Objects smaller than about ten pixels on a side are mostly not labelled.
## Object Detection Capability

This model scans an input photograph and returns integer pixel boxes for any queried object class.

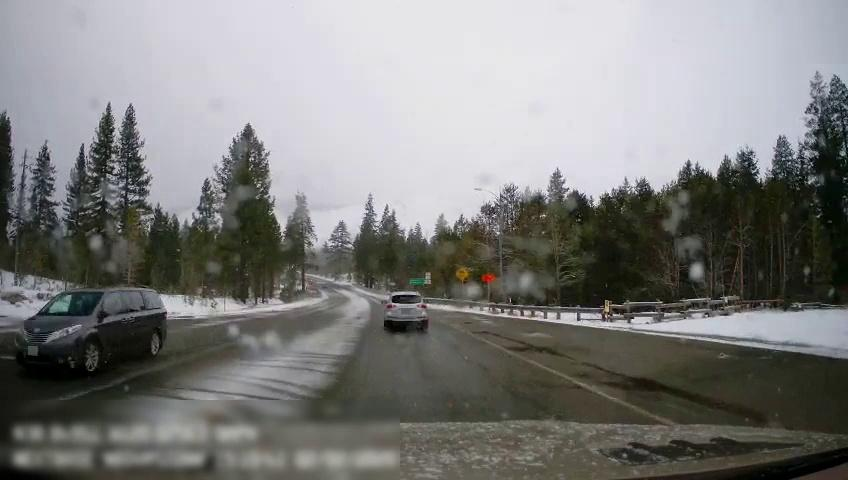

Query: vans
[12,287,169,375]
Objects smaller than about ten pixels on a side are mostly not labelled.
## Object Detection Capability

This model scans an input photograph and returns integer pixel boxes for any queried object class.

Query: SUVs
[380,291,430,329]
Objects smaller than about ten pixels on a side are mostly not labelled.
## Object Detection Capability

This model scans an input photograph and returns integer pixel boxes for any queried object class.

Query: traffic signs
[455,268,469,281]
[482,273,496,283]
[408,277,424,286]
